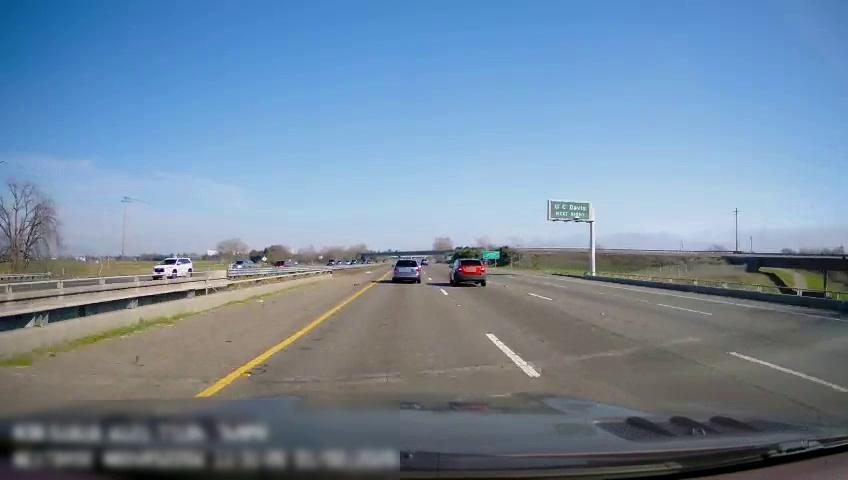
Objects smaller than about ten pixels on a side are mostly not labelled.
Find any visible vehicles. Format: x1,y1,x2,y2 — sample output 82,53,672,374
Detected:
272,261,290,267
152,257,194,281
391,259,421,283
420,258,429,266
449,258,488,287
229,260,252,269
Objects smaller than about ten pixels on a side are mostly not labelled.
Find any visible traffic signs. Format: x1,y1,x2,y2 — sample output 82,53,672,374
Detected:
483,250,500,260
547,198,593,222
